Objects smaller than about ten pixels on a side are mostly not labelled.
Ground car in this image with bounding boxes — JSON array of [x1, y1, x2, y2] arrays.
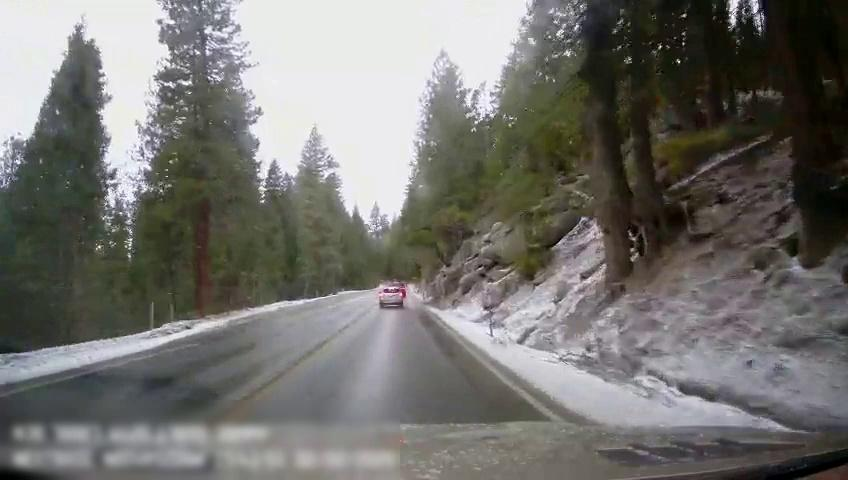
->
[[379, 285, 404, 308]]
